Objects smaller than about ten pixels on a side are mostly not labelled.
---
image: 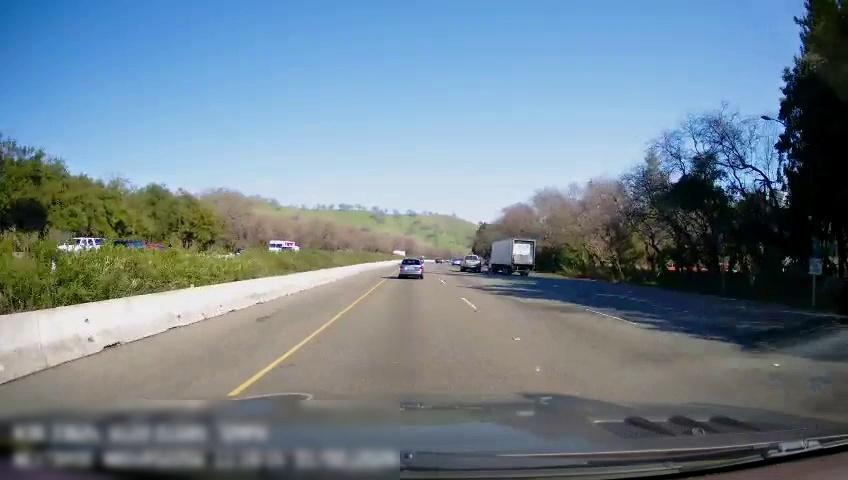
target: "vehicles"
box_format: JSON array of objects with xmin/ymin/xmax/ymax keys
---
[
  {"xmin": 280, "ymin": 245, "xmax": 300, "ymax": 253},
  {"xmin": 487, "ymin": 236, "xmax": 537, "ymax": 277},
  {"xmin": 268, "ymin": 240, "xmax": 296, "ymax": 253},
  {"xmin": 140, "ymin": 239, "xmax": 166, "ymax": 249},
  {"xmin": 56, "ymin": 237, "xmax": 108, "ymax": 253},
  {"xmin": 112, "ymin": 239, "xmax": 147, "ymax": 250},
  {"xmin": 398, "ymin": 258, "xmax": 423, "ymax": 279},
  {"xmin": 392, "ymin": 249, "xmax": 406, "ymax": 257},
  {"xmin": 229, "ymin": 248, "xmax": 247, "ymax": 256},
  {"xmin": 460, "ymin": 255, "xmax": 482, "ymax": 273}
]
